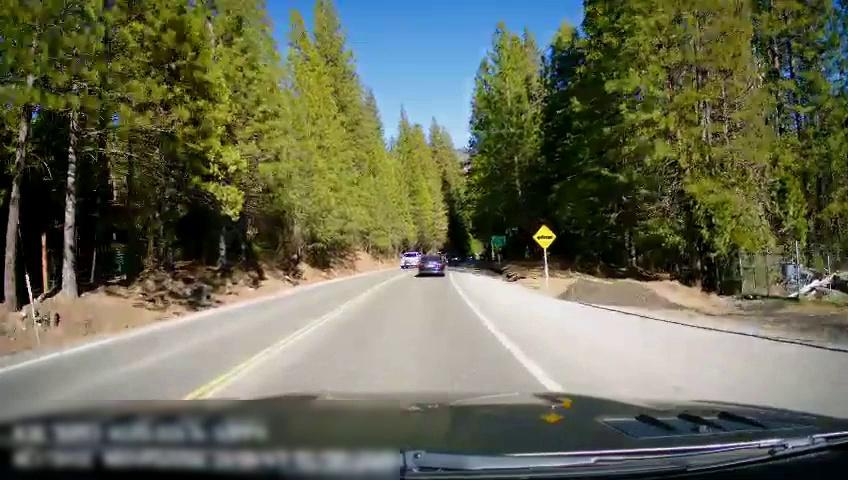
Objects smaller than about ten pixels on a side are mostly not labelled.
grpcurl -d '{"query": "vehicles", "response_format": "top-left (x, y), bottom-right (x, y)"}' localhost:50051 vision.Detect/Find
top-left (400, 251), bottom-right (424, 270)
top-left (417, 255), bottom-right (445, 276)
top-left (446, 254), bottom-right (461, 265)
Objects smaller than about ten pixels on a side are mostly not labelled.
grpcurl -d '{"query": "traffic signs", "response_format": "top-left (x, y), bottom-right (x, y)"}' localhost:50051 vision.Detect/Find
top-left (490, 234), bottom-right (507, 250)
top-left (532, 223), bottom-right (558, 249)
